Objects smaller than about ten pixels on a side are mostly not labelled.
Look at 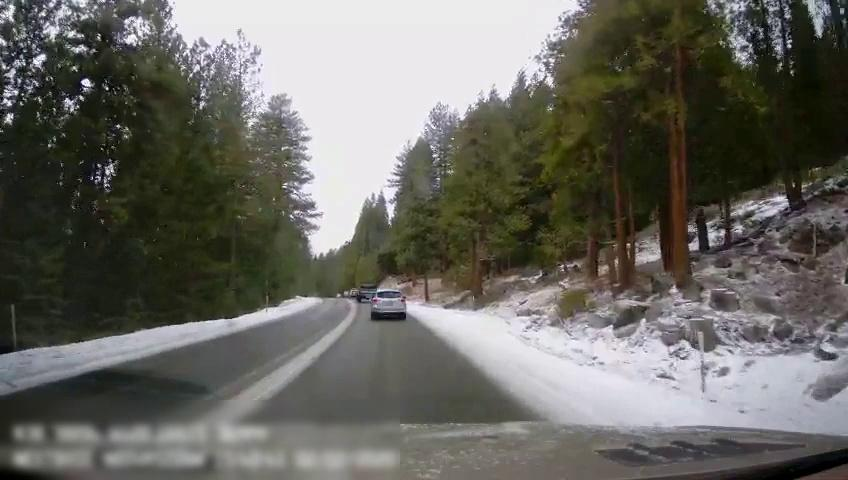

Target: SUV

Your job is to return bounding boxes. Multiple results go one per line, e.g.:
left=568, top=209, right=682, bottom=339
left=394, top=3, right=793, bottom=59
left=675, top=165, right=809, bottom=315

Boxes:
left=369, top=289, right=407, bottom=319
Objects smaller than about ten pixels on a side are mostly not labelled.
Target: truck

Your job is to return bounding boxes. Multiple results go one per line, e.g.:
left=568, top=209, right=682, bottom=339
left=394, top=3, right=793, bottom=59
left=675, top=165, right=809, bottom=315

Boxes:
left=356, top=284, right=378, bottom=302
